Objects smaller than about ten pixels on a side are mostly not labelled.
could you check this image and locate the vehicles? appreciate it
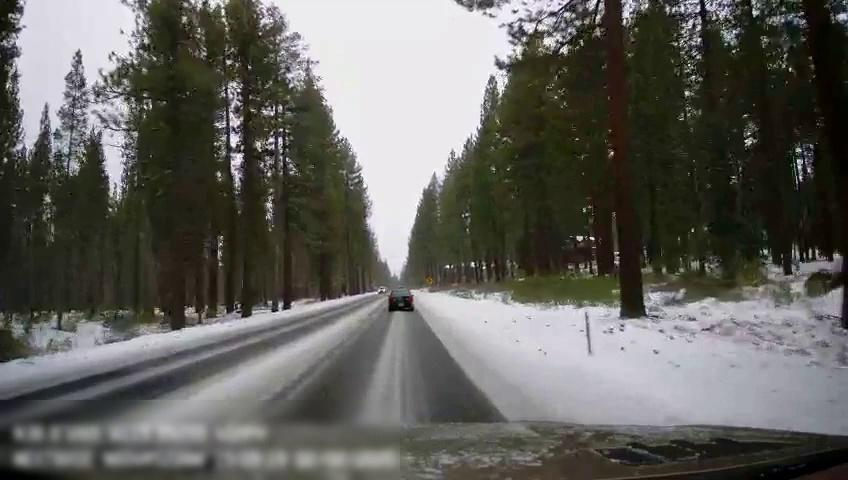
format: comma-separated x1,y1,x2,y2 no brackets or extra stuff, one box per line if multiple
377,286,388,295
387,290,414,312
